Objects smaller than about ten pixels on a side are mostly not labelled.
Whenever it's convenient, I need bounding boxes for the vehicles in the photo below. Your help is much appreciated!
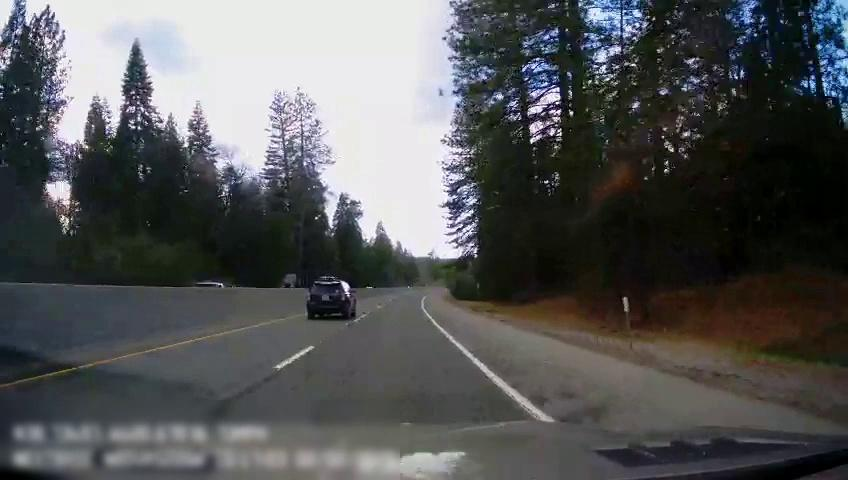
[192,281,256,288]
[307,279,358,322]
[279,273,300,288]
